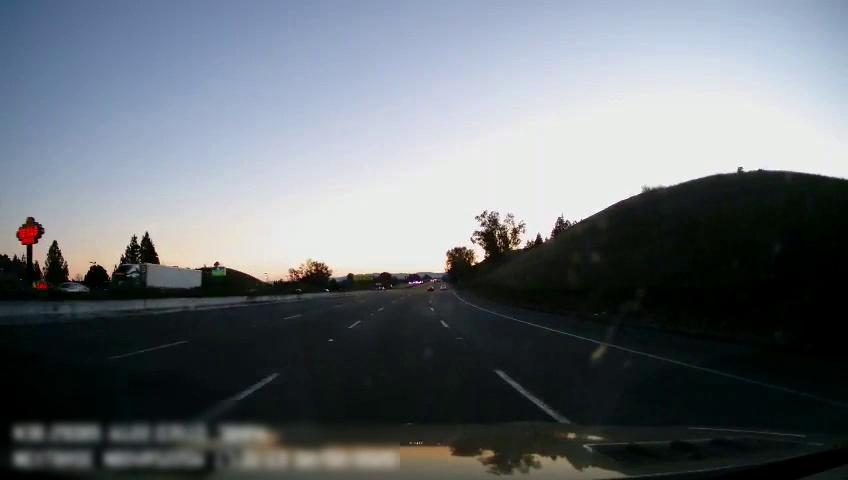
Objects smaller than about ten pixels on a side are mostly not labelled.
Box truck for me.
[111,264,202,300]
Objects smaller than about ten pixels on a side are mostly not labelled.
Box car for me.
[51,281,90,300]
